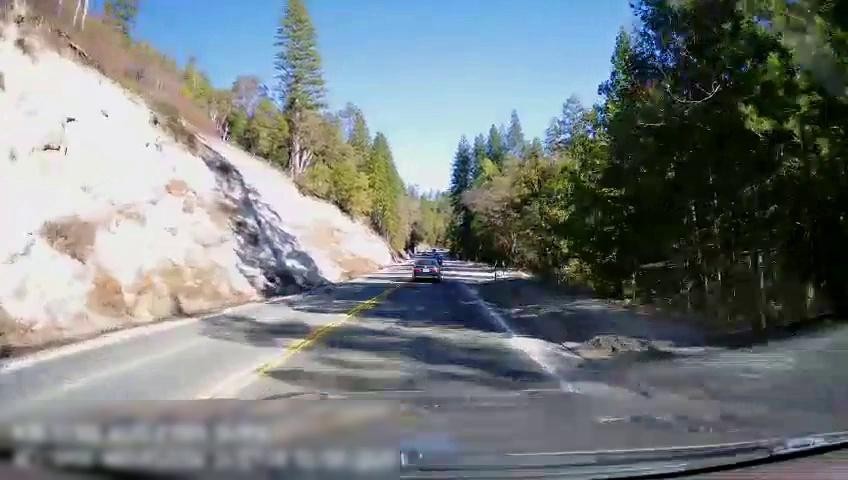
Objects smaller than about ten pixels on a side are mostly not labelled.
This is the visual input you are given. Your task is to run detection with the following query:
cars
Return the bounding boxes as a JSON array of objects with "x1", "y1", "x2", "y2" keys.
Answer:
[
  {"x1": 410, "y1": 256, "x2": 441, "y2": 282},
  {"x1": 432, "y1": 252, "x2": 443, "y2": 266}
]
